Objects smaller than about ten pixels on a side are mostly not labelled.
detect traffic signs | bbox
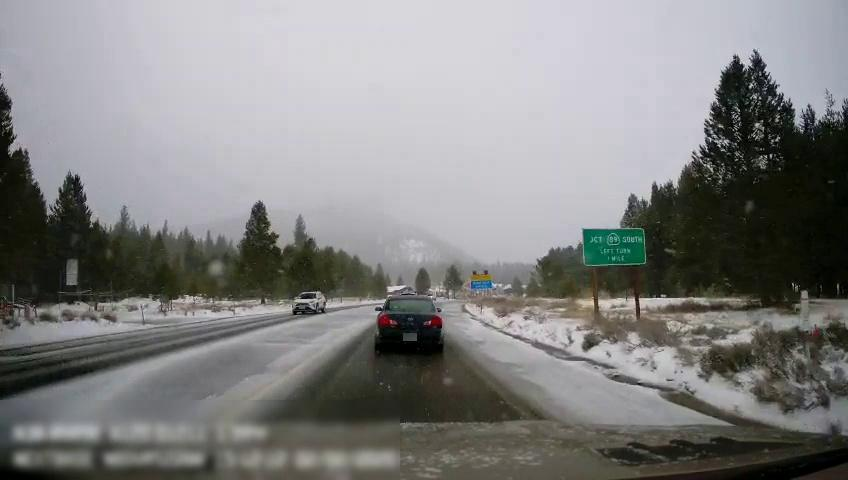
[581,228,647,267]
[470,274,492,280]
[470,280,492,291]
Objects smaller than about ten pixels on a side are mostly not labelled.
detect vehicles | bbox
[292,292,326,315]
[399,292,417,296]
[374,295,444,355]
